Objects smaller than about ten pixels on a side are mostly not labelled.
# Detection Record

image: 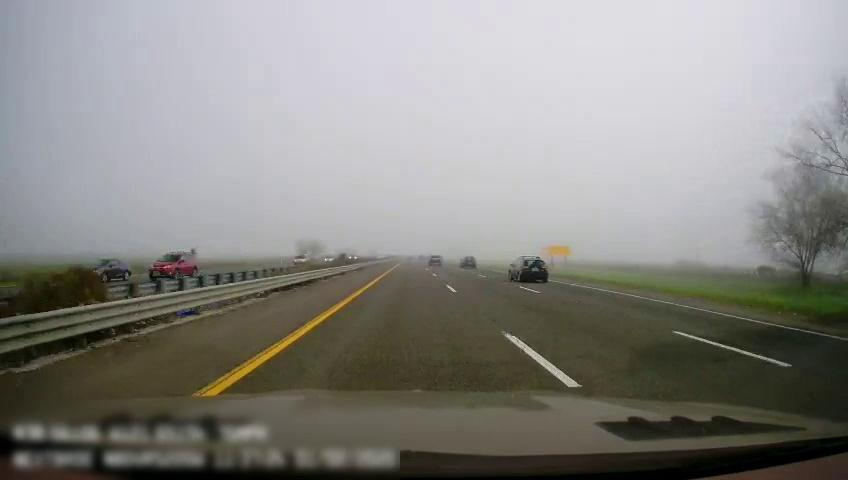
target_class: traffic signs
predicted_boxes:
[544,246,570,256]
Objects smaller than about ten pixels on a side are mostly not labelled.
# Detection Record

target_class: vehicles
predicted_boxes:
[293,254,311,266]
[507,255,549,284]
[84,257,132,283]
[149,251,201,282]
[459,255,477,268]
[428,255,443,267]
